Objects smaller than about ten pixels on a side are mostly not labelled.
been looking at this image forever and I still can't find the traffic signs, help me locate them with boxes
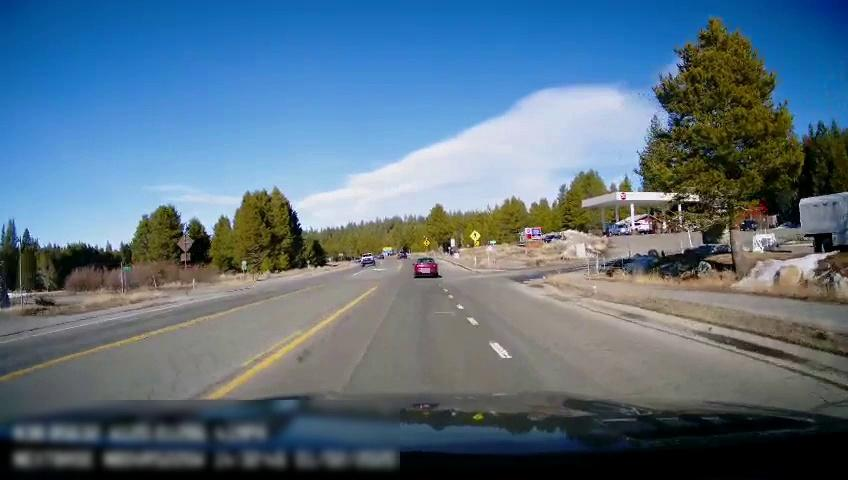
[470,230,480,241]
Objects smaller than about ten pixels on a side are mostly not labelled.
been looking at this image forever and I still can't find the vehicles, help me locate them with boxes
[414,257,441,279]
[799,192,848,254]
[634,221,650,235]
[605,222,632,237]
[360,255,377,266]
[739,220,759,232]
[398,251,409,260]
